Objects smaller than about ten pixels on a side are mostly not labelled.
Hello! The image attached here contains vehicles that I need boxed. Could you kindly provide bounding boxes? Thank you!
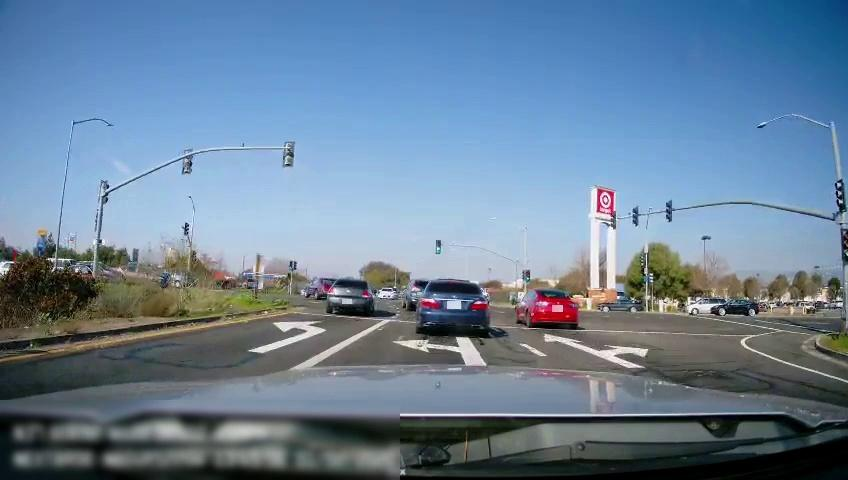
[377,287,399,300]
[325,278,376,315]
[596,295,642,314]
[303,277,337,300]
[45,257,79,273]
[478,287,490,305]
[415,278,491,334]
[157,271,190,289]
[77,260,127,286]
[512,287,581,329]
[67,262,121,285]
[686,296,727,316]
[710,295,760,317]
[0,259,16,280]
[400,279,431,312]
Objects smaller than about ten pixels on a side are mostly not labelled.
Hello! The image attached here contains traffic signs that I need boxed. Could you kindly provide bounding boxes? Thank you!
[127,261,137,273]
[246,277,259,290]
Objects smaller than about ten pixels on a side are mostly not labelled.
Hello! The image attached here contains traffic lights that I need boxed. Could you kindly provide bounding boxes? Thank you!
[434,239,443,256]
[839,227,848,267]
[97,179,111,205]
[182,221,191,237]
[609,210,618,231]
[639,254,646,268]
[664,198,674,224]
[288,260,293,271]
[833,175,848,216]
[181,148,195,175]
[281,142,297,168]
[292,260,298,271]
[521,270,527,283]
[648,272,656,286]
[93,207,105,232]
[630,203,640,228]
[524,269,532,284]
